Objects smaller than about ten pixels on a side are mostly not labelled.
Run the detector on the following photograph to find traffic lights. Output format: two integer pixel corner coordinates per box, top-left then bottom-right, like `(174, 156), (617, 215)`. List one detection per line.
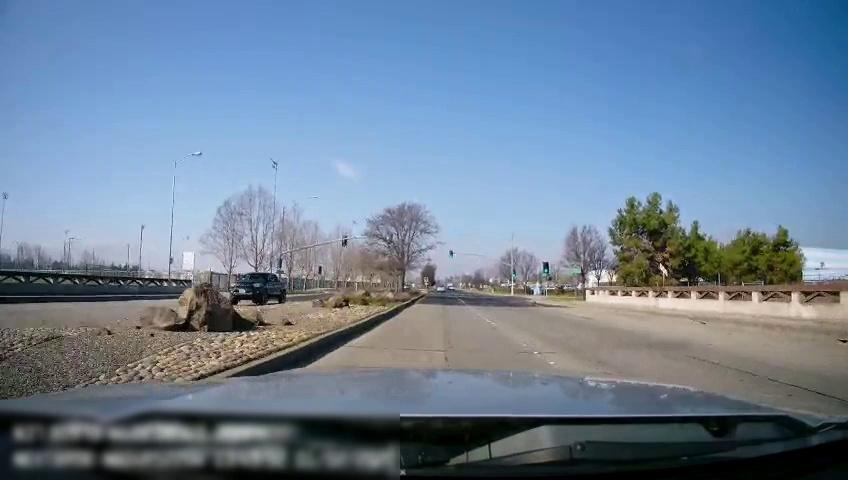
(542, 260), (551, 276)
(340, 232), (349, 248)
(277, 257), (283, 269)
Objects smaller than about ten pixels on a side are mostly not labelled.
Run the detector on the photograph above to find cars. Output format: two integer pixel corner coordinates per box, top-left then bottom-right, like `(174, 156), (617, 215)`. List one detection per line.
(435, 284), (447, 293)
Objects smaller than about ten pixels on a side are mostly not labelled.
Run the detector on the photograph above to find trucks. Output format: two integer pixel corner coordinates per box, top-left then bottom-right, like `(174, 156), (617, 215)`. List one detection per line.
(228, 272), (288, 307)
